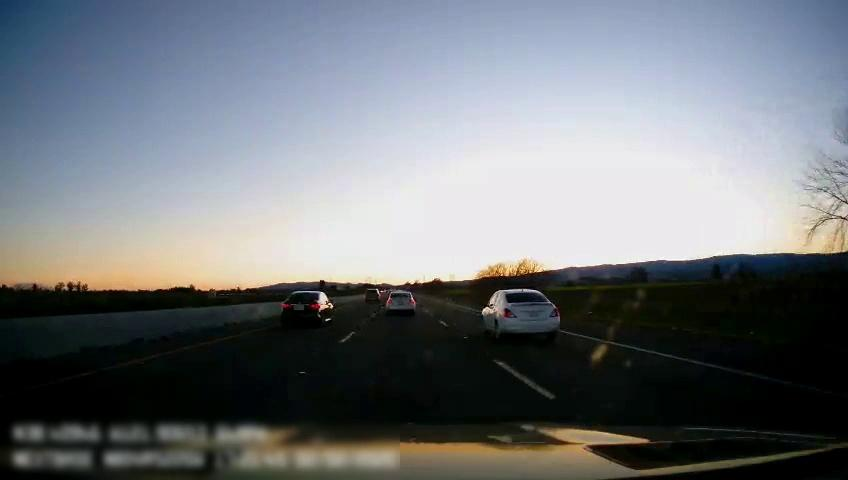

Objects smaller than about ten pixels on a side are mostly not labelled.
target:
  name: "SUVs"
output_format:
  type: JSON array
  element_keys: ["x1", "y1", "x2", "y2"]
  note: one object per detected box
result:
[{"x1": 364, "y1": 288, "x2": 382, "y2": 304}]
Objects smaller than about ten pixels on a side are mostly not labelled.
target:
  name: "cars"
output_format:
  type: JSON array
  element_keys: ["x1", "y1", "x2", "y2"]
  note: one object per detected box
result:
[
  {"x1": 479, "y1": 289, "x2": 562, "y2": 343},
  {"x1": 281, "y1": 290, "x2": 337, "y2": 326},
  {"x1": 384, "y1": 291, "x2": 416, "y2": 314}
]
